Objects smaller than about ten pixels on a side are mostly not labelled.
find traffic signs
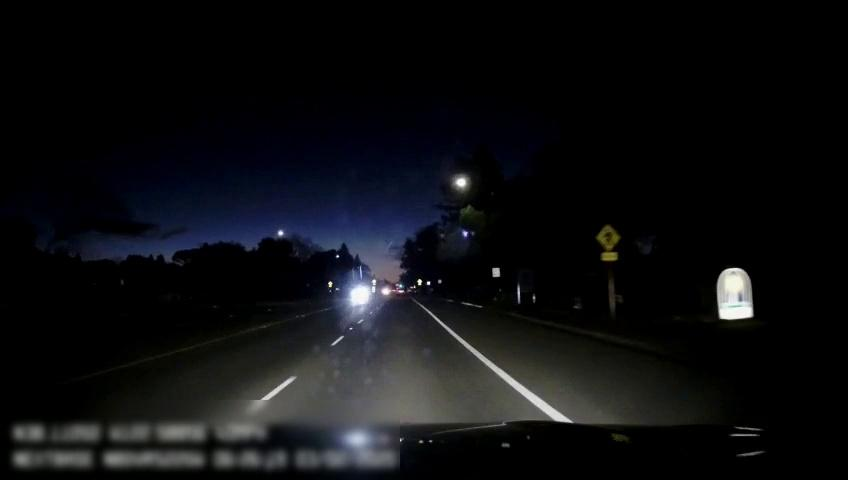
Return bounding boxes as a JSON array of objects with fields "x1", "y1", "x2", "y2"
[
  {"x1": 491, "y1": 267, "x2": 500, "y2": 278},
  {"x1": 595, "y1": 224, "x2": 621, "y2": 250},
  {"x1": 601, "y1": 252, "x2": 619, "y2": 261}
]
